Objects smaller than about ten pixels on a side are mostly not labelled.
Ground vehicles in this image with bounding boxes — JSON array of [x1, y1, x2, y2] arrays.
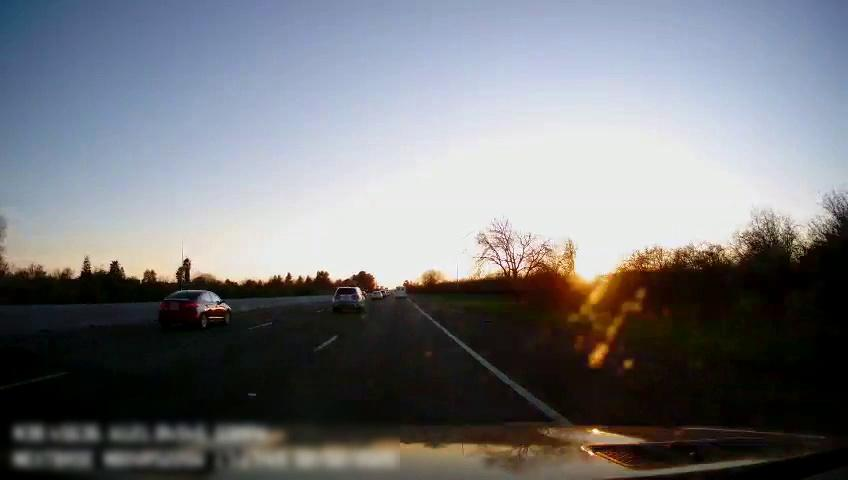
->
[[371, 290, 384, 301], [393, 286, 408, 299], [331, 286, 366, 314], [158, 289, 234, 330]]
